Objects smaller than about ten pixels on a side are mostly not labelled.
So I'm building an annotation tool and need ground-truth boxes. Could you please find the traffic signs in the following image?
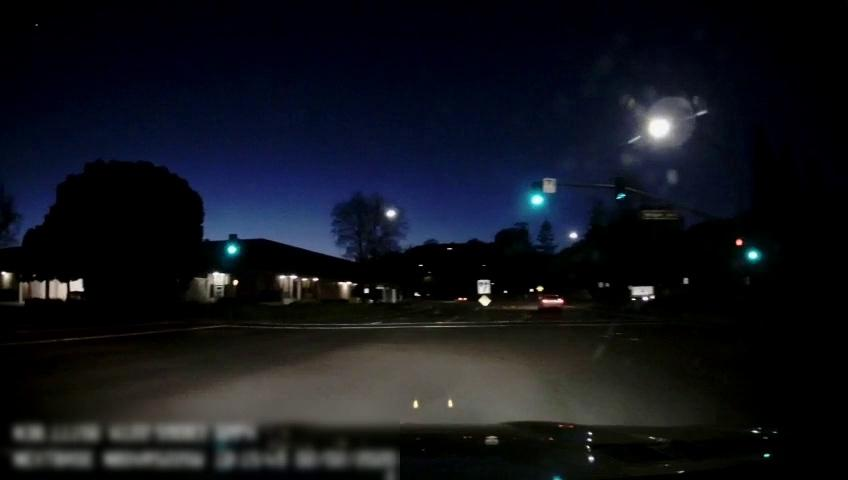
[477,294,492,307]
[477,279,491,294]
[542,177,556,193]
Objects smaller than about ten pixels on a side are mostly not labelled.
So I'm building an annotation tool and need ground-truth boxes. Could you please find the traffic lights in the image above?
[616,179,625,200]
[228,233,236,254]
[748,237,758,260]
[533,183,542,205]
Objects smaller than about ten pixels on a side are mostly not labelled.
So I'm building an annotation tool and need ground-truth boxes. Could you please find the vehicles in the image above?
[456,295,468,304]
[537,294,564,311]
